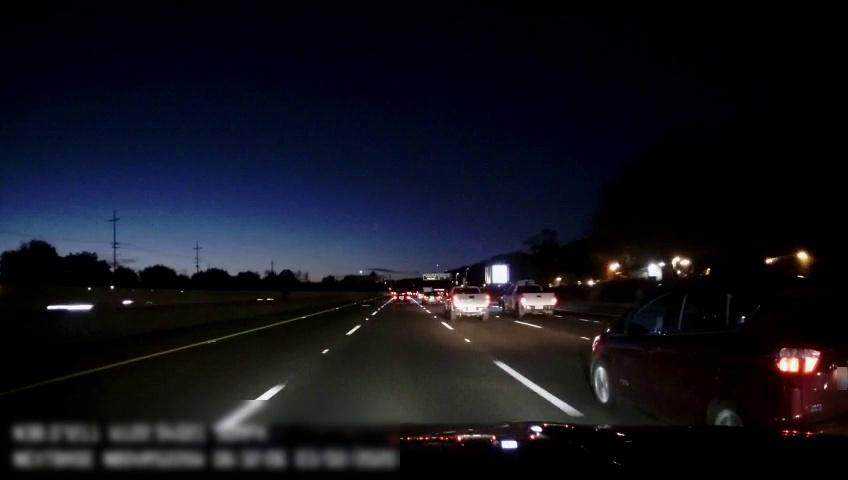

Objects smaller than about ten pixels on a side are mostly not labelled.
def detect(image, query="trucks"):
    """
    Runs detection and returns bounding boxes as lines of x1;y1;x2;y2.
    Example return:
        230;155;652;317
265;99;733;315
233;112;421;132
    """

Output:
501;283;558;319
443;285;490;321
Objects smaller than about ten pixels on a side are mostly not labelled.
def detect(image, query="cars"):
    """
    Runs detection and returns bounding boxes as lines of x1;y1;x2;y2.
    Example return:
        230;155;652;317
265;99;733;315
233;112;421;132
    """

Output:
585;276;848;438
392;291;412;305
421;291;442;305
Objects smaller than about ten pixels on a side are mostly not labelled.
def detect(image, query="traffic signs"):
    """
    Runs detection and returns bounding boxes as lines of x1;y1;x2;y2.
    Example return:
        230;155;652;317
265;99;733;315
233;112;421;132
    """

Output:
436;273;447;280
424;273;436;280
